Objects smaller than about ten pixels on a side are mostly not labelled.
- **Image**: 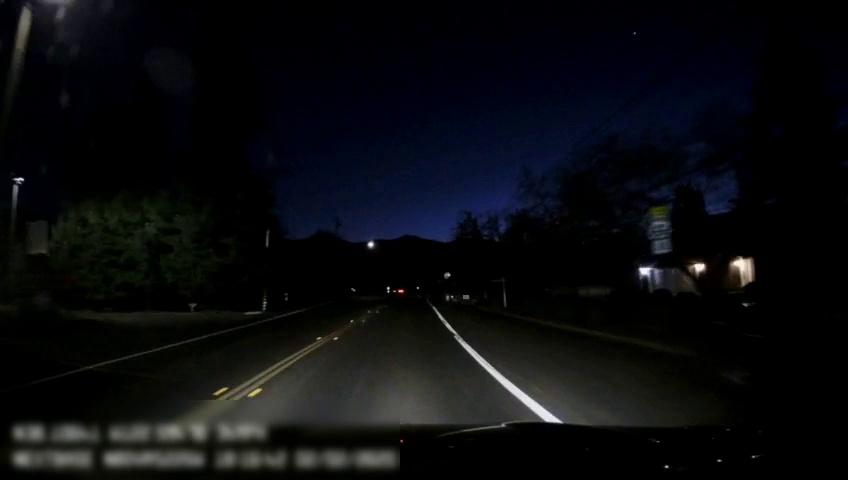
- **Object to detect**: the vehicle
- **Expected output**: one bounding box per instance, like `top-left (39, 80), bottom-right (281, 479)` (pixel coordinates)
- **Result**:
top-left (444, 286), bottom-right (479, 307)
